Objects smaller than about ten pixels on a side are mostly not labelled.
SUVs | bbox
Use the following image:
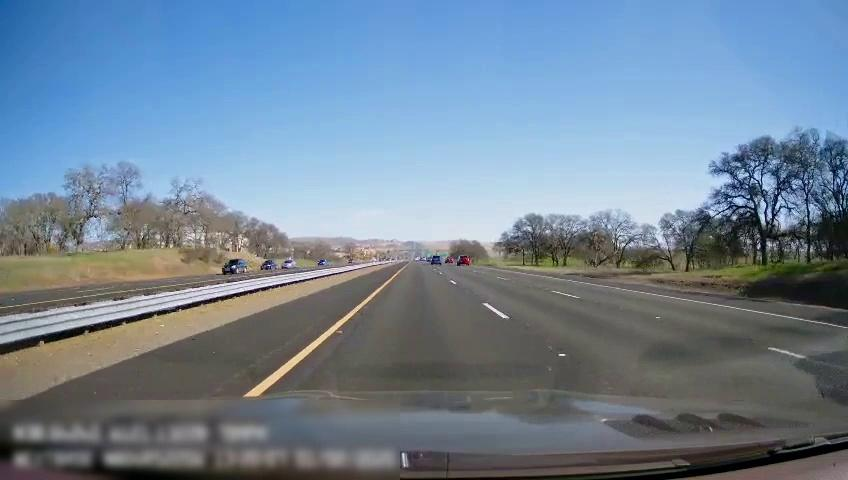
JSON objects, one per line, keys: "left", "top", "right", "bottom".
{"left": 222, "top": 258, "right": 248, "bottom": 275}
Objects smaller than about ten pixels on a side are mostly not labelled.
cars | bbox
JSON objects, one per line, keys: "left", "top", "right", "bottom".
{"left": 431, "top": 256, "right": 442, "bottom": 266}
{"left": 281, "top": 259, "right": 296, "bottom": 270}
{"left": 457, "top": 254, "right": 470, "bottom": 266}
{"left": 261, "top": 259, "right": 278, "bottom": 271}
{"left": 317, "top": 259, "right": 328, "bottom": 266}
